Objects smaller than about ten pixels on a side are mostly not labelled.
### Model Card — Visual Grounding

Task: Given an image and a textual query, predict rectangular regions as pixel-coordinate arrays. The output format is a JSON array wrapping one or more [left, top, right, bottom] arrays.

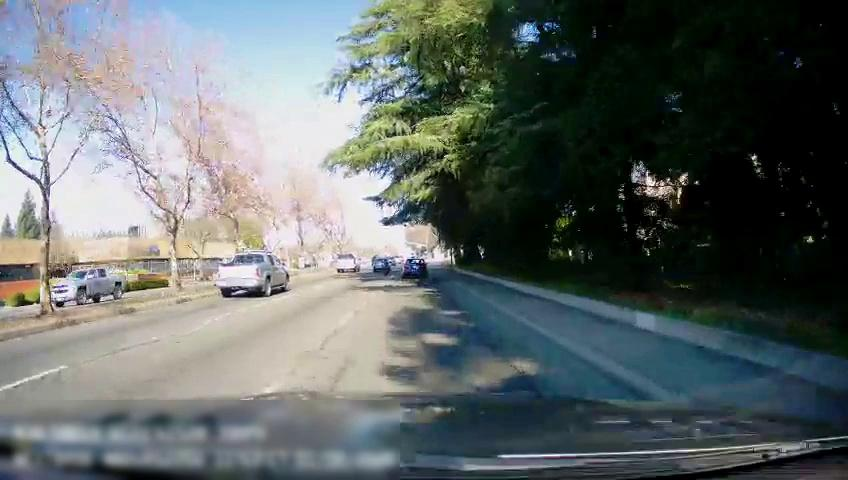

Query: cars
[[401, 259, 429, 279], [373, 256, 391, 272]]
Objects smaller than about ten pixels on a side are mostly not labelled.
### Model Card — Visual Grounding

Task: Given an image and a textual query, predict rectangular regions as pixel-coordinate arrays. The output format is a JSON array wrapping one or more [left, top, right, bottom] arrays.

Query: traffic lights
[[199, 231, 210, 242]]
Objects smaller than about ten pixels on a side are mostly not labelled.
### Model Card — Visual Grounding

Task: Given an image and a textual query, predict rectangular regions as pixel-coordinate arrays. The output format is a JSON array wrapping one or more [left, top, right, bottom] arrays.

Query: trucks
[[49, 267, 129, 308], [335, 255, 361, 273], [215, 252, 289, 298]]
